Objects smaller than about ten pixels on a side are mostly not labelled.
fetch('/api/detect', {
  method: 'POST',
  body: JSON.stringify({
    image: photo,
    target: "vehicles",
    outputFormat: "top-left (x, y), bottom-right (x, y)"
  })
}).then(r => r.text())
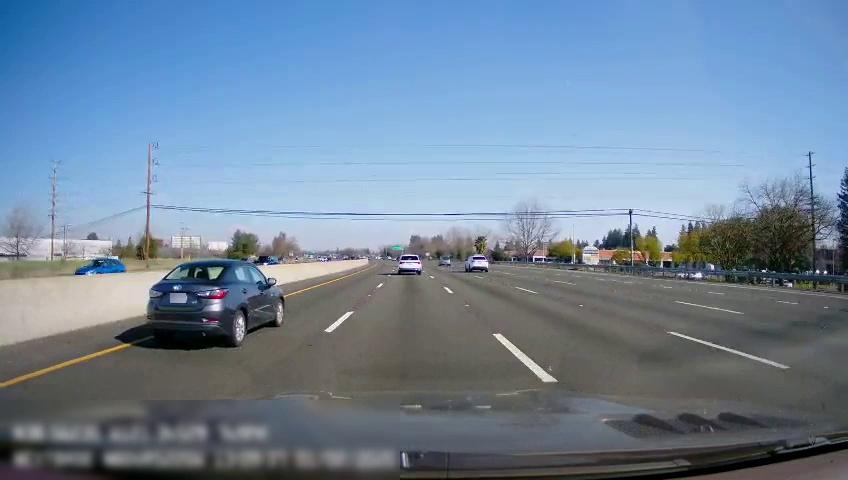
top-left (72, 258), bottom-right (126, 276)
top-left (396, 252), bottom-right (422, 275)
top-left (464, 255), bottom-right (490, 273)
top-left (143, 256), bottom-right (288, 351)
top-left (254, 255), bottom-right (286, 266)
top-left (438, 255), bottom-right (451, 266)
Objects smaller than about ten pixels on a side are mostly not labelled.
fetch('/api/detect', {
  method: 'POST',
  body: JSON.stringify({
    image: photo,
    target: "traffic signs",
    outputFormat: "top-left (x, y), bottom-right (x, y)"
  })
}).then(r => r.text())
top-left (391, 244), bottom-right (404, 252)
